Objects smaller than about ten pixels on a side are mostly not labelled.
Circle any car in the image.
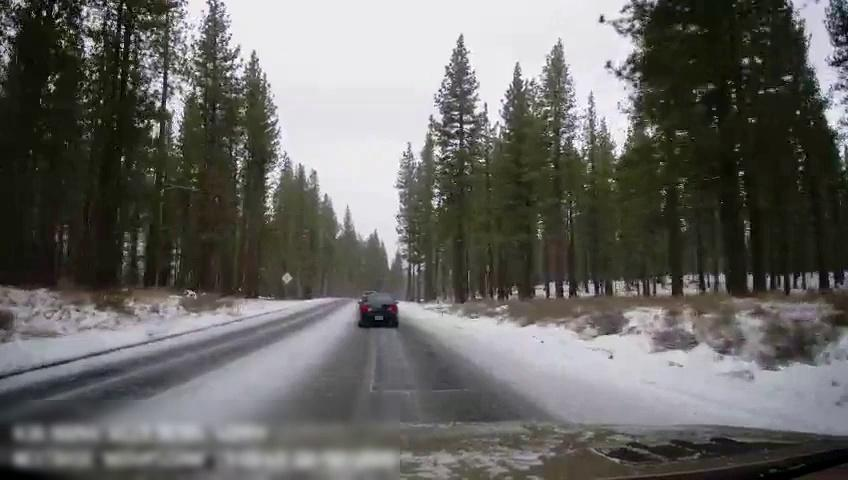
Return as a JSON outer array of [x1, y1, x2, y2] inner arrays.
[[357, 293, 400, 327]]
